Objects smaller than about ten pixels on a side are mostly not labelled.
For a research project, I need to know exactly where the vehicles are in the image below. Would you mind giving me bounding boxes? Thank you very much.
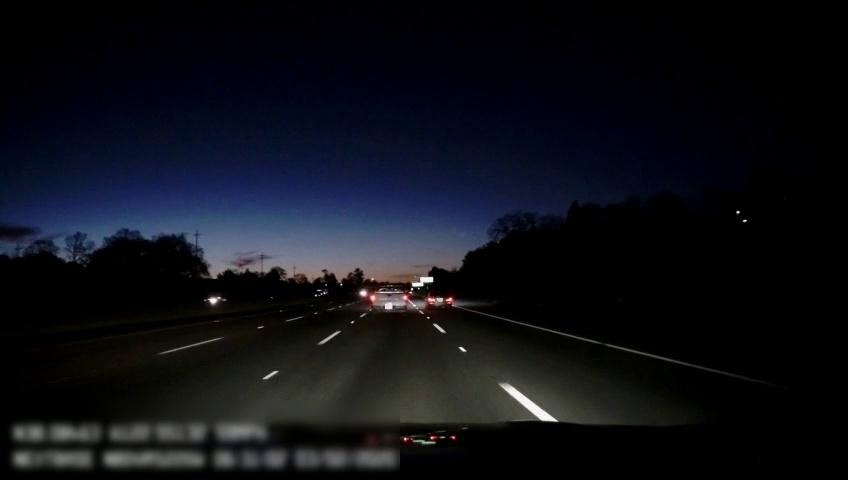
[202,295,222,309]
[425,289,455,311]
[371,286,410,316]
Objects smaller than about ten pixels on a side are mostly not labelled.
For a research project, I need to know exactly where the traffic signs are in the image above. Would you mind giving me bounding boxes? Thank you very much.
[412,282,424,288]
[421,277,434,283]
